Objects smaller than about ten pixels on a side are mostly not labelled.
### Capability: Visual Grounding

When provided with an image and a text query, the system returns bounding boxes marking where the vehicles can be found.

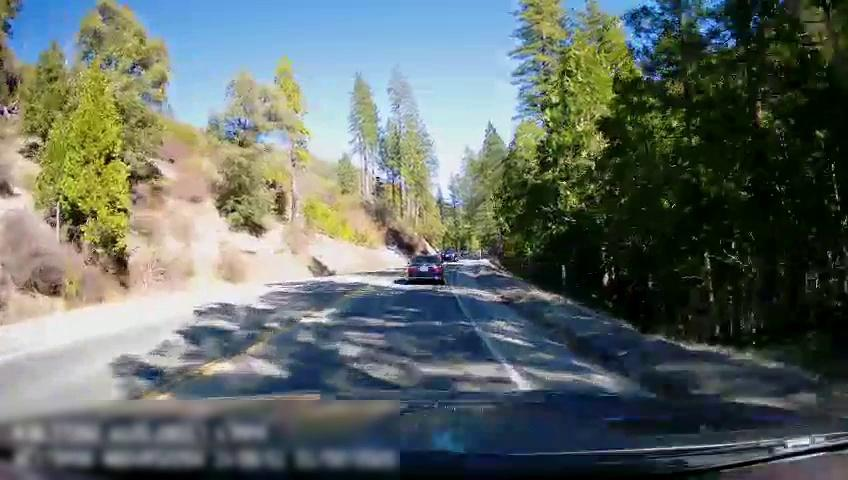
[407,255,446,285]
[440,248,457,263]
